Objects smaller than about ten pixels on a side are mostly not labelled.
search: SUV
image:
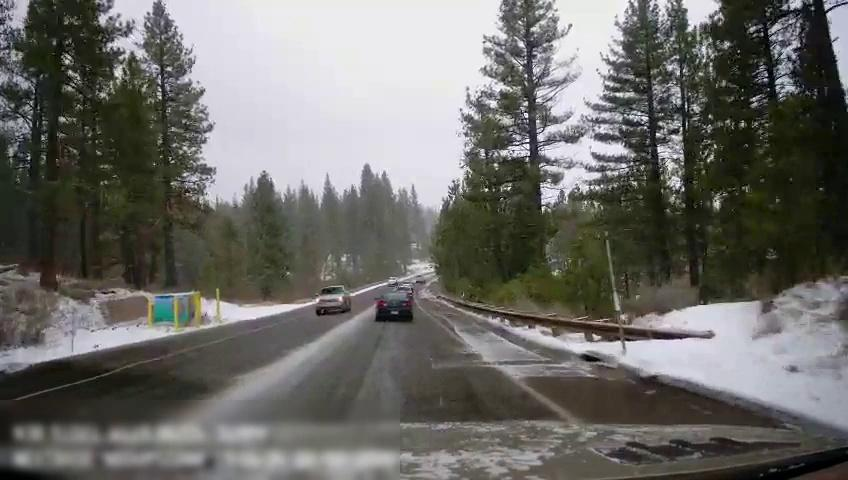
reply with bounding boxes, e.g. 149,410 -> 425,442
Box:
314,285 -> 352,316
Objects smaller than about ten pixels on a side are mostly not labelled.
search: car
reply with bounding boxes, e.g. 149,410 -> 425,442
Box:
375,292 -> 414,323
